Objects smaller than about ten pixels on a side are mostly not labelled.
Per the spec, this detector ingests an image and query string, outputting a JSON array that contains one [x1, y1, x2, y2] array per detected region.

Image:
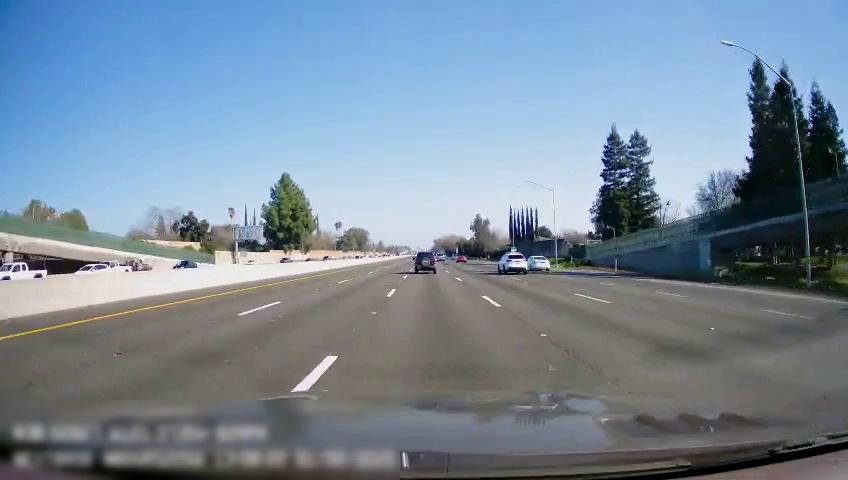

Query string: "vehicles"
[[0, 262, 48, 281], [102, 260, 133, 272], [74, 264, 111, 274], [414, 251, 438, 274], [526, 255, 550, 272], [456, 255, 467, 263], [435, 253, 446, 262], [496, 254, 528, 275], [279, 257, 293, 263], [171, 260, 199, 270]]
